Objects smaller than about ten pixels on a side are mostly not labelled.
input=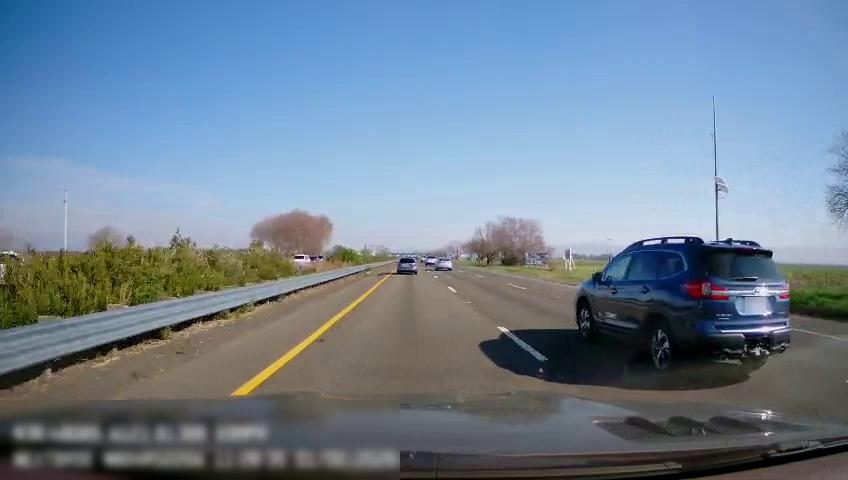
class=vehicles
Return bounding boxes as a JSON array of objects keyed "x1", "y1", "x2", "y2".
[
  {"x1": 0, "y1": 251, "x2": 25, "y2": 285},
  {"x1": 575, "y1": 245, "x2": 792, "y2": 378},
  {"x1": 434, "y1": 257, "x2": 453, "y2": 271},
  {"x1": 425, "y1": 256, "x2": 438, "y2": 267},
  {"x1": 292, "y1": 254, "x2": 312, "y2": 264},
  {"x1": 310, "y1": 256, "x2": 322, "y2": 263},
  {"x1": 396, "y1": 256, "x2": 418, "y2": 275}
]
